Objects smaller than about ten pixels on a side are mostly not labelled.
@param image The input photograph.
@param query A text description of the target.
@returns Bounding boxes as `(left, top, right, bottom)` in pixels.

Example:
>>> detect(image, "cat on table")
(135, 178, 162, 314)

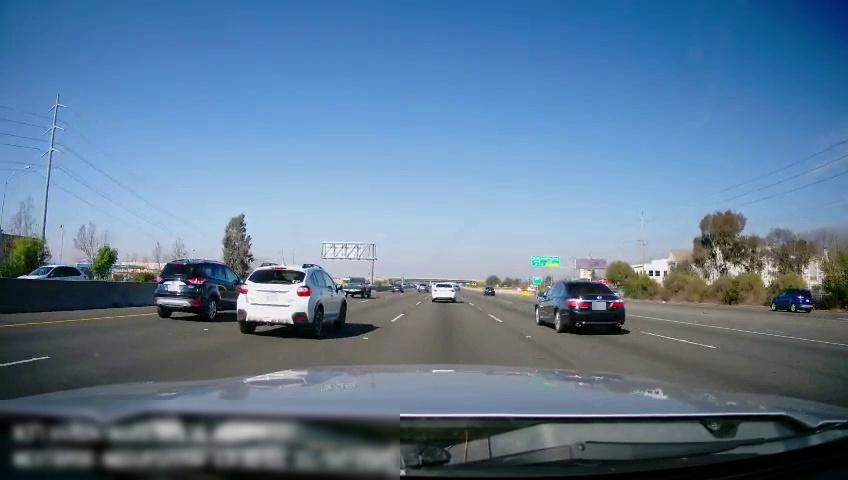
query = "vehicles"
(153, 257, 247, 323)
(391, 283, 404, 293)
(533, 279, 627, 334)
(418, 283, 429, 293)
(483, 286, 496, 296)
(609, 287, 625, 298)
(236, 261, 348, 339)
(431, 282, 456, 303)
(15, 264, 90, 282)
(342, 277, 372, 298)
(769, 287, 813, 314)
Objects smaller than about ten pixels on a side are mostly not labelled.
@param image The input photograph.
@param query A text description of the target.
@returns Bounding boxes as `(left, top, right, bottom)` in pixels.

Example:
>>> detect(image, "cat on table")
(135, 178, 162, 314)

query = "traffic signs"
(532, 276, 543, 286)
(531, 255, 561, 269)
